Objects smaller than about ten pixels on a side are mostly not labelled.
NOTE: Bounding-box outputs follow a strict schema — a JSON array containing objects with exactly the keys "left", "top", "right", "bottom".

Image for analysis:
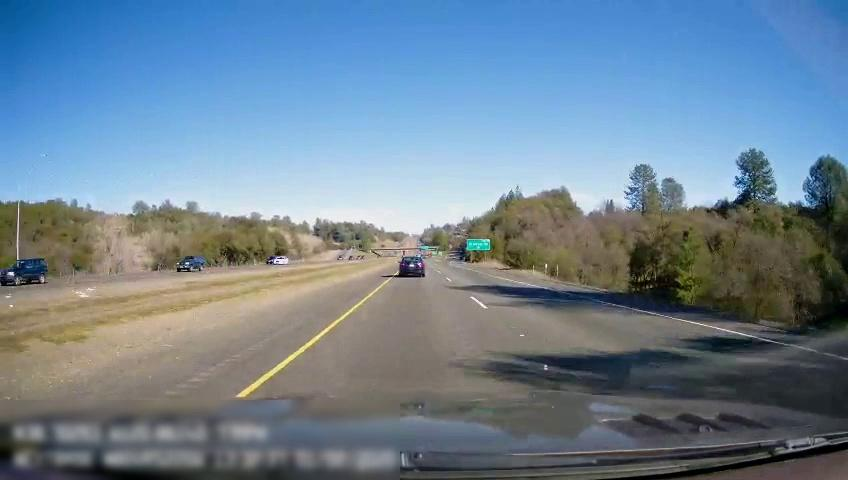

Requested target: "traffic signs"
[{"left": 466, "top": 238, "right": 491, "bottom": 250}]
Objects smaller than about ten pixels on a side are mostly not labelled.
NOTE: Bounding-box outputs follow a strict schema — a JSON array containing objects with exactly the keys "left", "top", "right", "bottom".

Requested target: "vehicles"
[
  {"left": 273, "top": 256, "right": 289, "bottom": 266},
  {"left": 265, "top": 256, "right": 277, "bottom": 265},
  {"left": 0, "top": 257, "right": 50, "bottom": 286},
  {"left": 174, "top": 255, "right": 206, "bottom": 273},
  {"left": 399, "top": 256, "right": 424, "bottom": 276}
]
